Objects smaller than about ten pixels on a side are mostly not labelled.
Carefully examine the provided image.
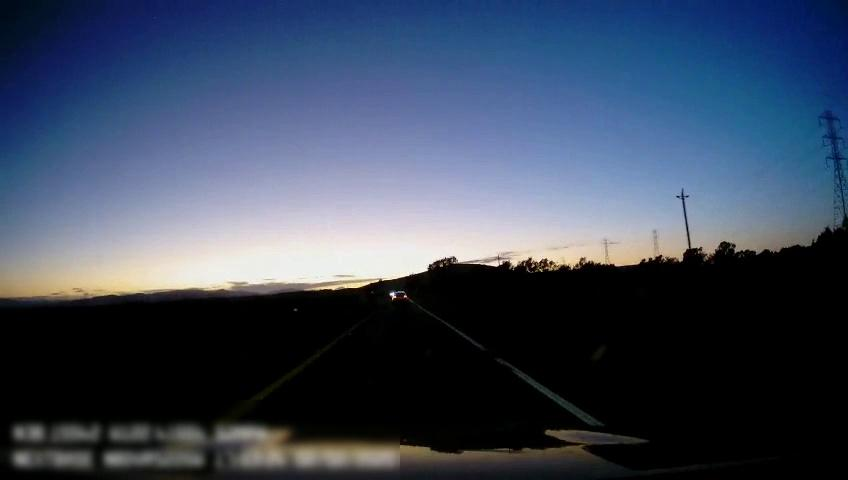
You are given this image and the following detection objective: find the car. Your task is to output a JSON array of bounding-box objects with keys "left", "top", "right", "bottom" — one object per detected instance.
[{"left": 391, "top": 290, "right": 408, "bottom": 304}]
